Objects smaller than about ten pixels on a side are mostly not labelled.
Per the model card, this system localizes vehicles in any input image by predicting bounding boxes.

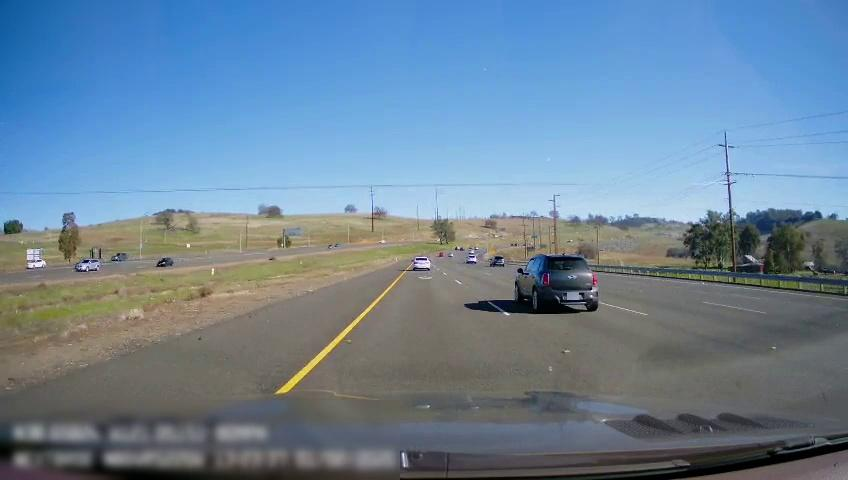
[490,256,505,267]
[27,259,46,269]
[75,258,100,271]
[111,253,127,262]
[466,254,477,264]
[413,256,430,271]
[157,257,174,267]
[515,256,600,312]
